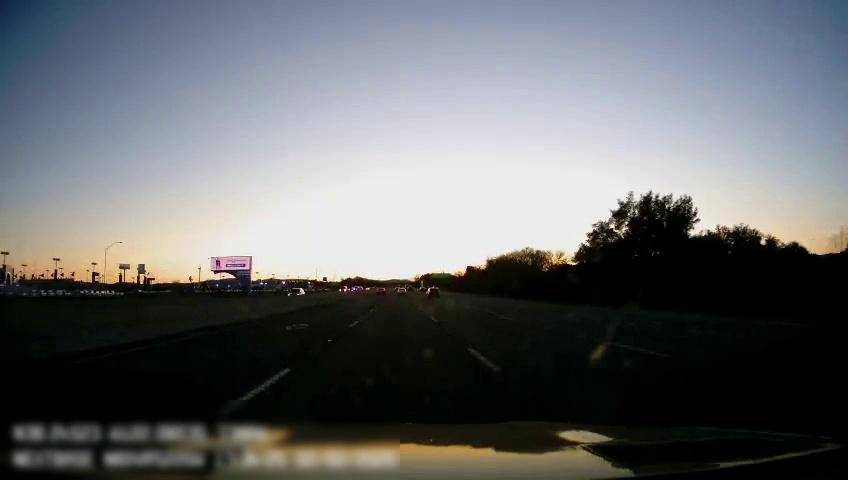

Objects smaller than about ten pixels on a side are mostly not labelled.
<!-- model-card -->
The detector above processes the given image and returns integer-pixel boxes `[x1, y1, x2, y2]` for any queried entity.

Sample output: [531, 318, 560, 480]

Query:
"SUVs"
[287, 288, 306, 297]
[425, 287, 440, 298]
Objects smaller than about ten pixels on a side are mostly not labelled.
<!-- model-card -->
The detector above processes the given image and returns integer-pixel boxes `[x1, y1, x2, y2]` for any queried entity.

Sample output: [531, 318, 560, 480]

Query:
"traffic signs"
[432, 273, 447, 279]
